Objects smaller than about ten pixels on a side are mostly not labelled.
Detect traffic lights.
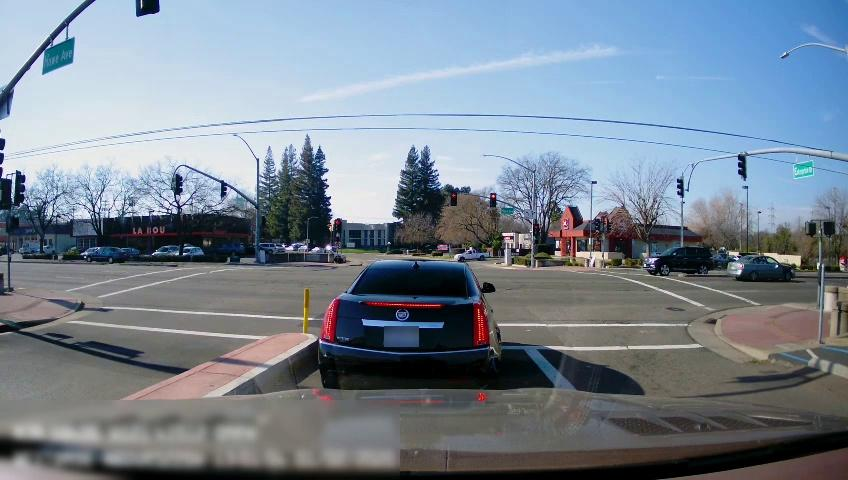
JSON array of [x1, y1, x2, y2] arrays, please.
[[450, 191, 458, 207], [594, 219, 601, 233], [0, 137, 6, 177], [490, 193, 497, 208], [172, 173, 184, 195], [0, 179, 12, 211], [676, 178, 685, 197], [14, 170, 26, 207], [736, 153, 747, 179], [134, 0, 160, 17], [804, 222, 819, 236], [533, 224, 540, 237], [333, 219, 342, 234], [6, 218, 20, 231], [220, 180, 227, 198], [821, 221, 836, 235], [605, 219, 612, 232]]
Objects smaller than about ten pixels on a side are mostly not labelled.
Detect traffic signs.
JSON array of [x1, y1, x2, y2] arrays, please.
[[42, 37, 75, 75], [793, 160, 815, 178], [501, 207, 513, 214]]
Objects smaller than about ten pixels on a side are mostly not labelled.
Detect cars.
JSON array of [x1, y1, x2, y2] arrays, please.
[[83, 246, 129, 264], [152, 245, 181, 258], [727, 255, 795, 282], [119, 248, 136, 257], [319, 260, 504, 390], [175, 246, 204, 258]]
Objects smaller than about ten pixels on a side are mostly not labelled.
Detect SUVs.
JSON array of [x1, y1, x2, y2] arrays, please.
[[643, 246, 715, 277]]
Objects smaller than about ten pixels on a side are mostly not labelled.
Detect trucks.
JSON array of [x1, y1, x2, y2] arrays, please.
[[455, 249, 489, 262]]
